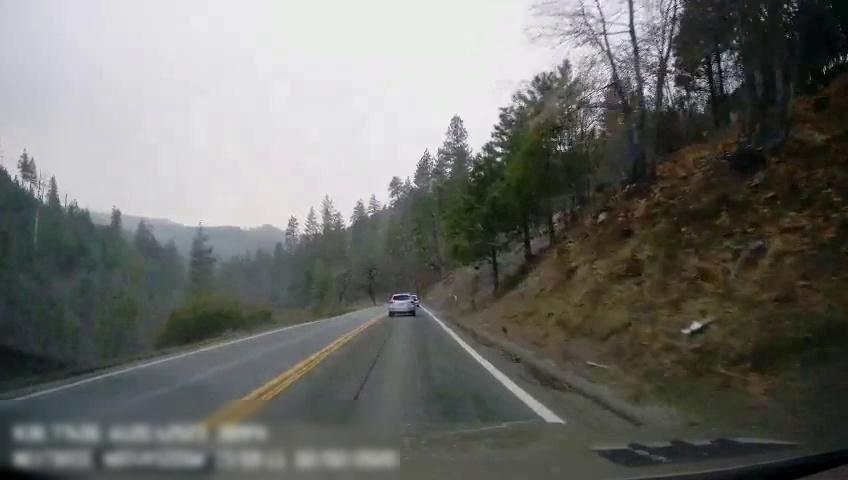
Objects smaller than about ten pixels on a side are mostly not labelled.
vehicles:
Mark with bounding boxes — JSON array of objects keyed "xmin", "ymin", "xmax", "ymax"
[
  {"xmin": 410, "ymin": 294, "xmax": 420, "ymax": 307},
  {"xmin": 389, "ymin": 294, "xmax": 416, "ymax": 317}
]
